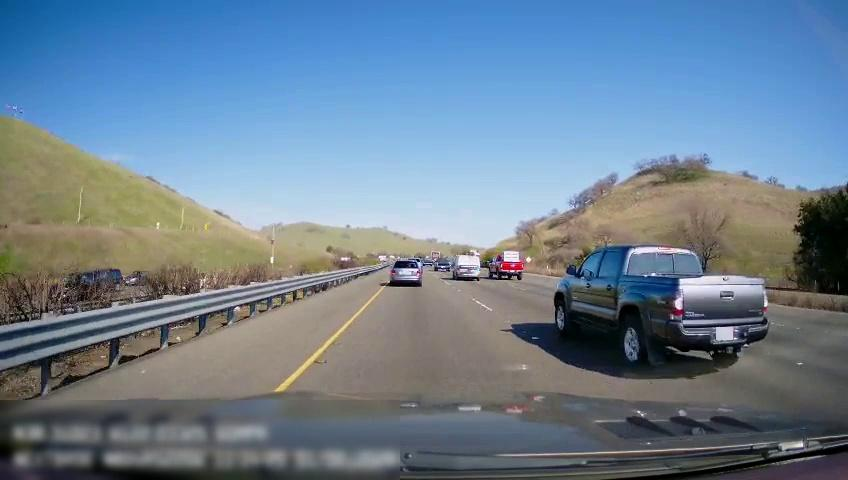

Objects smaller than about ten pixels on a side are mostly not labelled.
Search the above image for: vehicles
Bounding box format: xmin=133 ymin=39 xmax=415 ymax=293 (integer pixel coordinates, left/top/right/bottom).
xmin=390 ymin=259 xmax=423 ymax=287
xmin=406 ymin=257 xmax=423 ymax=270
xmin=123 ymin=271 xmax=150 ymax=287
xmin=340 ymin=256 xmax=353 ymax=264
xmin=487 ymin=249 xmax=524 ymax=280
xmin=452 ymin=249 xmax=481 ymax=282
xmin=552 ymin=242 xmax=773 ymax=369
xmin=422 ymin=258 xmax=433 ymax=267
xmin=433 ymin=257 xmax=451 ymax=272
xmin=90 ymin=268 xmax=125 ymax=293
xmin=377 ymin=255 xmax=388 ymax=262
